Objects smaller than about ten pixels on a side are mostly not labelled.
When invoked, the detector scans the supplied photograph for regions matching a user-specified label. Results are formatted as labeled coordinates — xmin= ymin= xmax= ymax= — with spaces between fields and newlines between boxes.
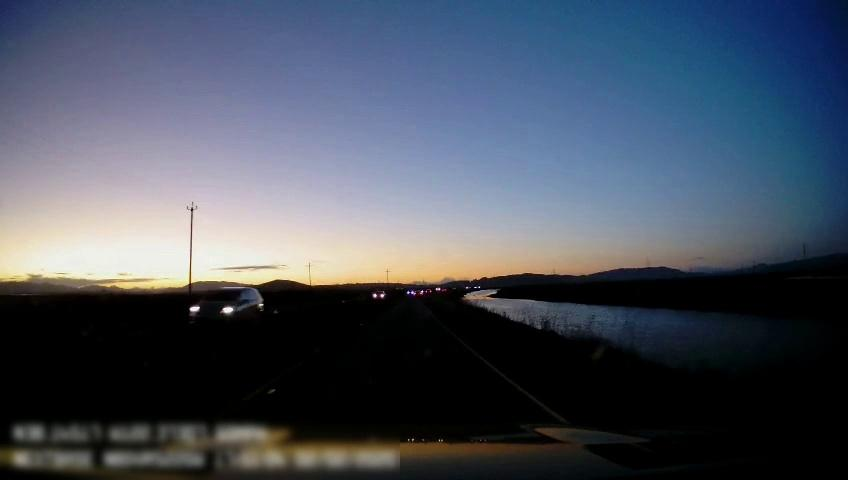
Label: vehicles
xmin=188 ymin=287 xmax=265 ymax=329
xmin=372 ymin=290 xmax=387 ymax=301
